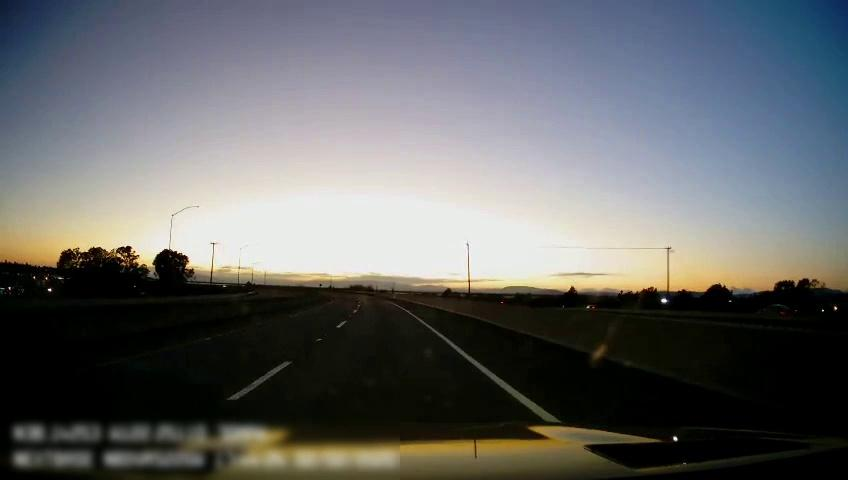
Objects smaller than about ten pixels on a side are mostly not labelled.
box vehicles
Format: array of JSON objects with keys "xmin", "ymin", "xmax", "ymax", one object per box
[
  {"xmin": 585, "ymin": 304, "xmax": 596, "ymax": 311},
  {"xmin": 760, "ymin": 304, "xmax": 791, "ymax": 320}
]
